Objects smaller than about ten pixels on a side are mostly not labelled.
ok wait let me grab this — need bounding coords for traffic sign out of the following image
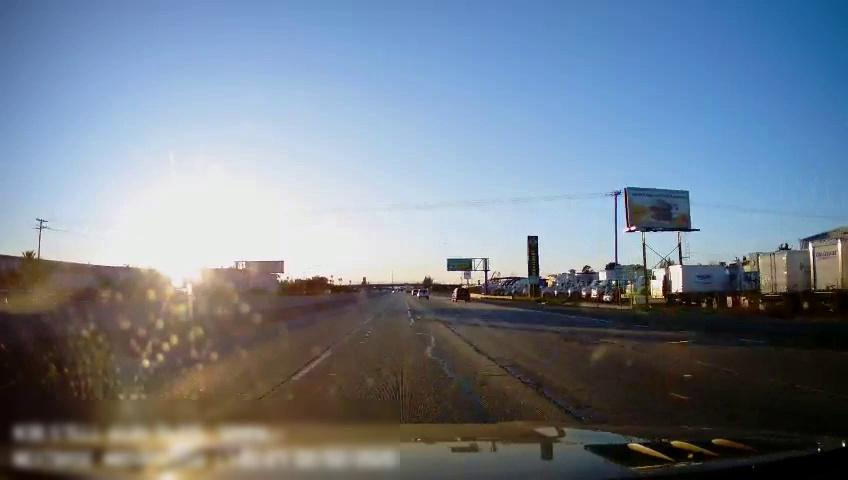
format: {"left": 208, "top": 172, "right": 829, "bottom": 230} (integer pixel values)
{"left": 447, "top": 258, "right": 472, "bottom": 271}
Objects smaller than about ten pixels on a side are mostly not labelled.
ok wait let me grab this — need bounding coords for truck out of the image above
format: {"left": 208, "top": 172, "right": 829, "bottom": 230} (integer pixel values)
{"left": 417, "top": 289, "right": 429, "bottom": 300}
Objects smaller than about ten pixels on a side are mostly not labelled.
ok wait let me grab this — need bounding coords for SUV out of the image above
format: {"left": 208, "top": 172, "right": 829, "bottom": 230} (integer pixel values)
{"left": 451, "top": 288, "right": 471, "bottom": 303}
